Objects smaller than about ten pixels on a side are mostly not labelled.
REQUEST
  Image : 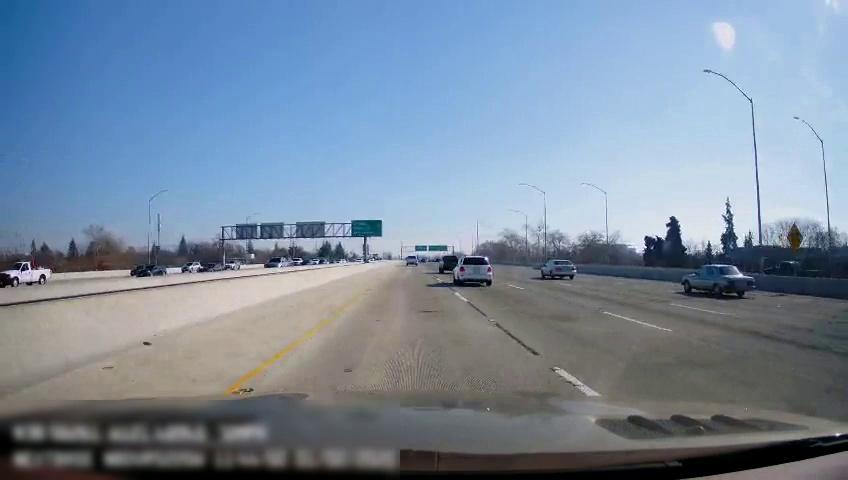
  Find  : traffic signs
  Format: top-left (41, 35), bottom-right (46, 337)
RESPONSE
top-left (415, 245), bottom-right (427, 251)
top-left (351, 219), bottom-right (383, 237)
top-left (428, 245), bottom-right (448, 252)
top-left (295, 221), bottom-right (326, 238)
top-left (235, 222), bottom-right (258, 240)
top-left (259, 222), bottom-right (285, 239)
top-left (785, 223), bottom-right (804, 255)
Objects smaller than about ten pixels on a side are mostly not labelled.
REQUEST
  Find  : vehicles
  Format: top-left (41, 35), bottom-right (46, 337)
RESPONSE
top-left (404, 255), bottom-right (419, 267)
top-left (181, 261), bottom-right (201, 274)
top-left (452, 255), bottom-right (495, 287)
top-left (765, 259), bottom-right (828, 279)
top-left (199, 263), bottom-right (222, 273)
top-left (223, 260), bottom-right (241, 271)
top-left (438, 255), bottom-right (460, 274)
top-left (136, 265), bottom-right (167, 278)
top-left (262, 256), bottom-right (290, 269)
top-left (0, 261), bottom-right (52, 289)
top-left (680, 264), bottom-right (757, 300)
top-left (539, 259), bottom-right (576, 280)
top-left (130, 263), bottom-right (152, 277)
top-left (291, 257), bottom-right (304, 267)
